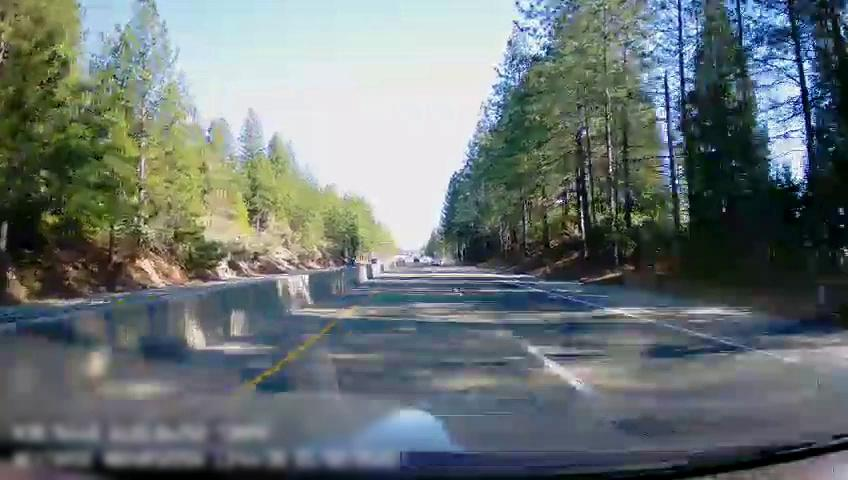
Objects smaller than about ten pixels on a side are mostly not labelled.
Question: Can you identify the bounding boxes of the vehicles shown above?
[431,256,444,267]
[344,257,360,267]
